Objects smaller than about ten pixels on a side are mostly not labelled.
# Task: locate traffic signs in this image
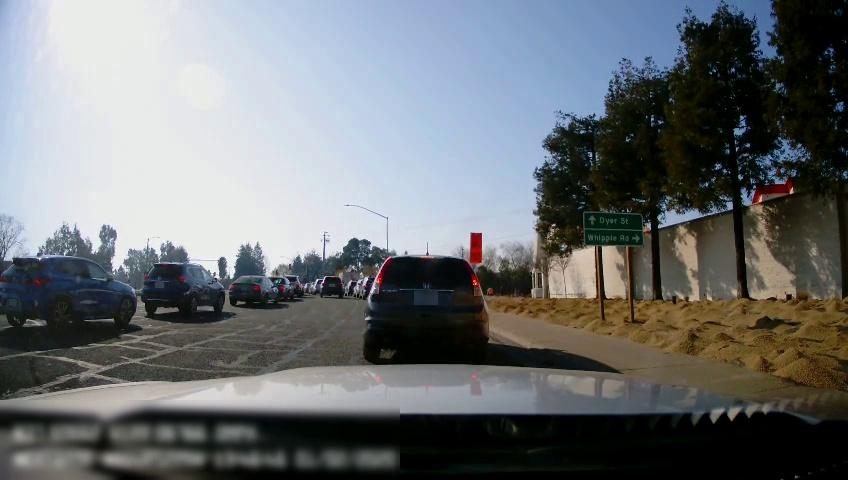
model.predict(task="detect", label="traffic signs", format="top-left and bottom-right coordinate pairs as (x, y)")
top-left (586, 211), bottom-right (648, 246)
top-left (470, 231), bottom-right (484, 264)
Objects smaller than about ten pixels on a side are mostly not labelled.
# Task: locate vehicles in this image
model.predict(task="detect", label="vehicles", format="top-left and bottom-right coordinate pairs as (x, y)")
top-left (0, 256), bottom-right (139, 332)
top-left (359, 277), bottom-right (376, 300)
top-left (339, 271), bottom-right (358, 282)
top-left (318, 275), bottom-right (345, 300)
top-left (267, 276), bottom-right (296, 301)
top-left (312, 278), bottom-right (322, 294)
top-left (140, 261), bottom-right (226, 319)
top-left (351, 279), bottom-right (364, 297)
top-left (229, 275), bottom-right (281, 308)
top-left (285, 275), bottom-right (304, 298)
top-left (364, 254), bottom-right (491, 365)
top-left (345, 279), bottom-right (357, 297)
